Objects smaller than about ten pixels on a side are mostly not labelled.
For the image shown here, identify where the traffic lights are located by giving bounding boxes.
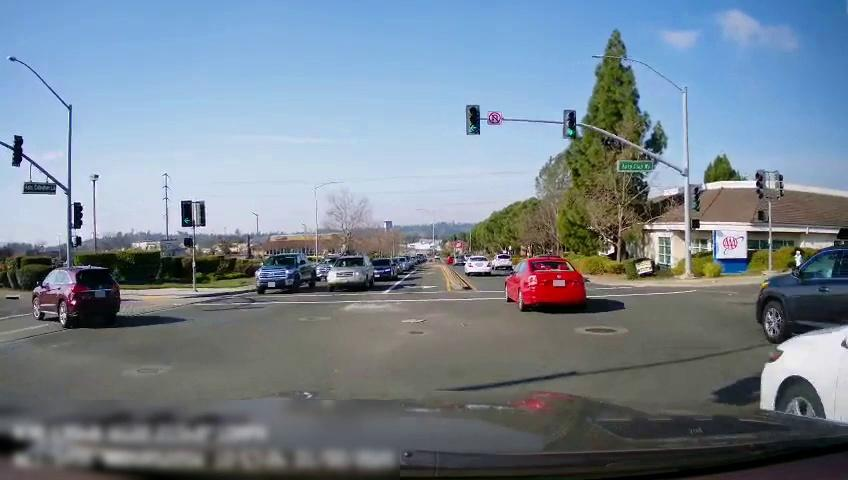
[692,185,701,211]
[73,201,85,231]
[465,102,482,137]
[180,199,196,227]
[755,169,766,198]
[196,198,205,227]
[776,172,785,197]
[9,134,26,168]
[562,107,579,138]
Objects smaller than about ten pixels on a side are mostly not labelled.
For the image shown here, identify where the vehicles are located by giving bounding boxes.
[31,267,120,328]
[464,255,492,277]
[452,254,466,266]
[316,256,334,279]
[758,322,848,420]
[503,256,587,311]
[326,255,375,292]
[255,251,316,293]
[371,256,398,281]
[754,247,848,344]
[492,252,514,271]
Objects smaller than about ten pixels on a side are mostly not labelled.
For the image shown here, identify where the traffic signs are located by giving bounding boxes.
[22,182,57,197]
[615,158,654,173]
[487,111,502,128]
